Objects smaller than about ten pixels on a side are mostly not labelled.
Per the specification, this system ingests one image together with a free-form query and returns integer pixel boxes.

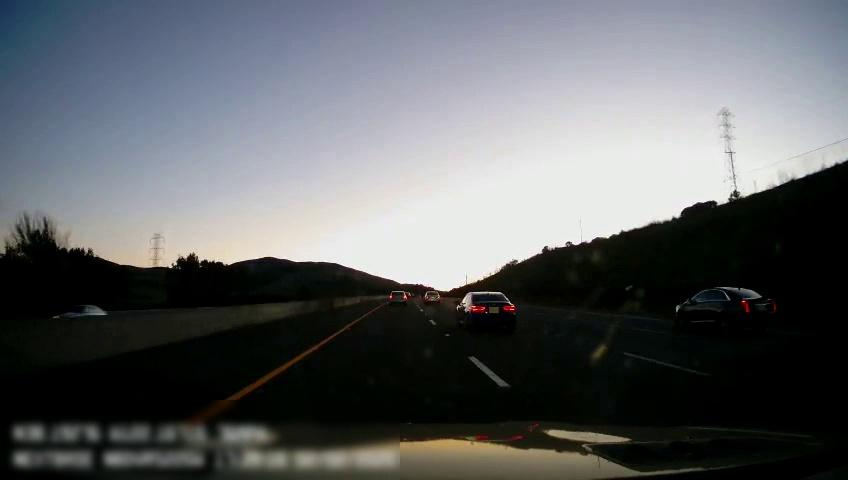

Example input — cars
[423,291,440,304]
[674,287,777,336]
[389,291,407,306]
[455,291,516,331]
[51,305,108,320]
